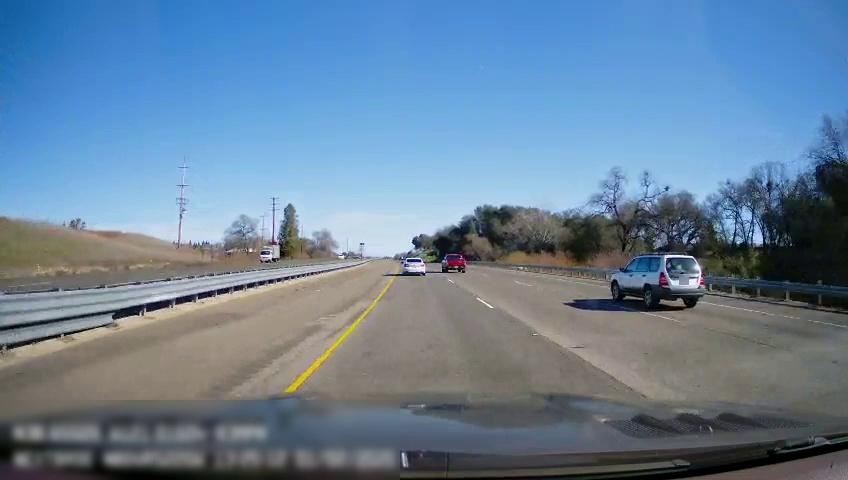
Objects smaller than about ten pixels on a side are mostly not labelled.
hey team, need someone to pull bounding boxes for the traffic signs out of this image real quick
[360,241,365,252]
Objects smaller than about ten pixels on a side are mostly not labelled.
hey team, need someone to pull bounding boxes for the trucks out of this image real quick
[441,253,466,273]
[258,246,281,264]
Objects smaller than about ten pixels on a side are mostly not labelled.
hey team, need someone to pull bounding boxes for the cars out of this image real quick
[400,257,426,276]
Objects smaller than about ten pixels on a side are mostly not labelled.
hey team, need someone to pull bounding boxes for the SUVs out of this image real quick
[609,254,705,310]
